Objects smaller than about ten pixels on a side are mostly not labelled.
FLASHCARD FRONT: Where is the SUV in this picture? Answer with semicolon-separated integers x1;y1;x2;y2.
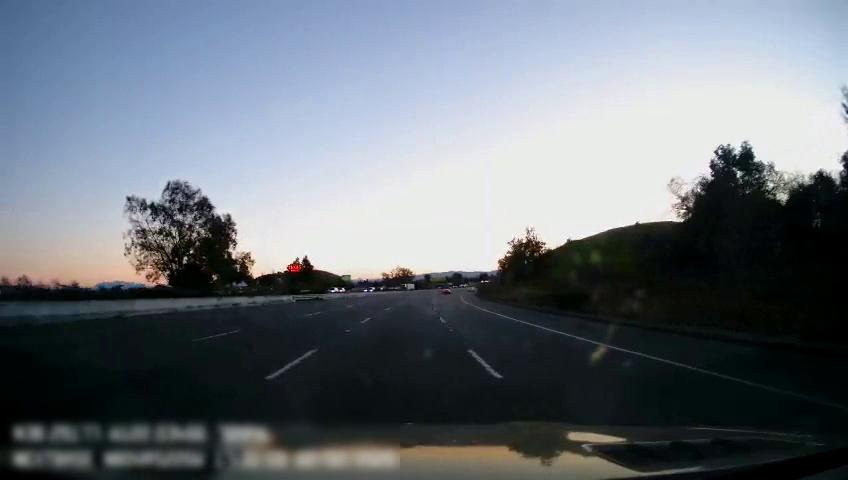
398;283;415;291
